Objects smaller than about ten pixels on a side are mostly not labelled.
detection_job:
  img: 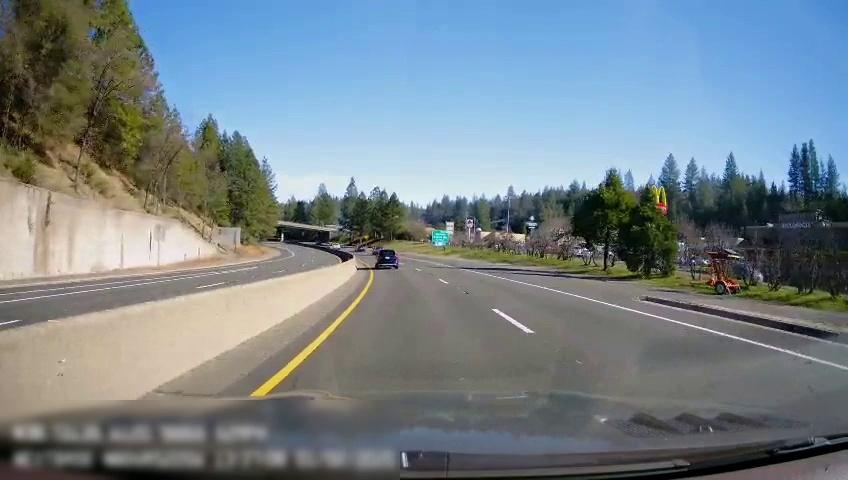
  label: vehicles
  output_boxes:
[329,242,341,252]
[375,248,400,269]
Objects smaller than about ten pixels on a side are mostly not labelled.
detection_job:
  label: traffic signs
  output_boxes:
[431,230,449,242]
